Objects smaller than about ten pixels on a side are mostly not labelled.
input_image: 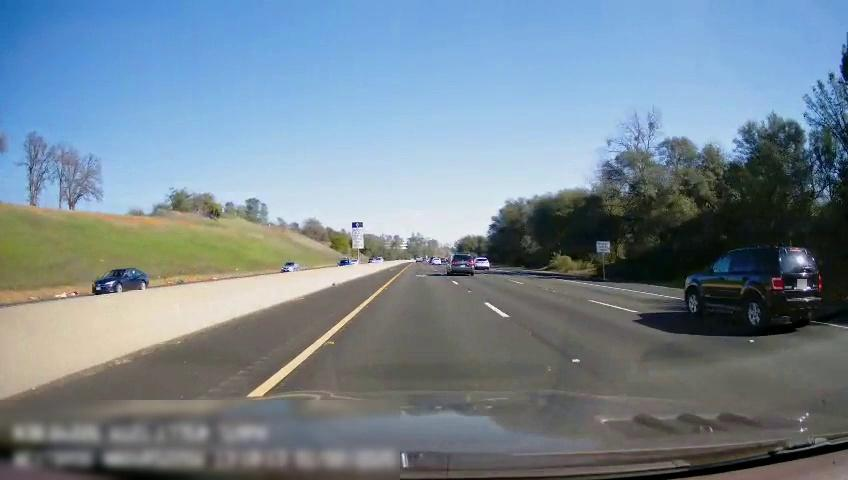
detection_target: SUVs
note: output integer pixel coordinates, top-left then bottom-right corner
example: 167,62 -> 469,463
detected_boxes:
683,245 -> 825,332
473,257 -> 490,270
447,253 -> 475,277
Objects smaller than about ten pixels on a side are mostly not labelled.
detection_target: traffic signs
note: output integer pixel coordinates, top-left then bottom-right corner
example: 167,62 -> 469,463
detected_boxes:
352,222 -> 364,249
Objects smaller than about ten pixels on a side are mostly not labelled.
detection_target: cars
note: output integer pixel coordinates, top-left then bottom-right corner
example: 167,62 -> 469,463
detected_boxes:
91,267 -> 151,295
280,261 -> 302,273
431,257 -> 442,266
336,259 -> 353,267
